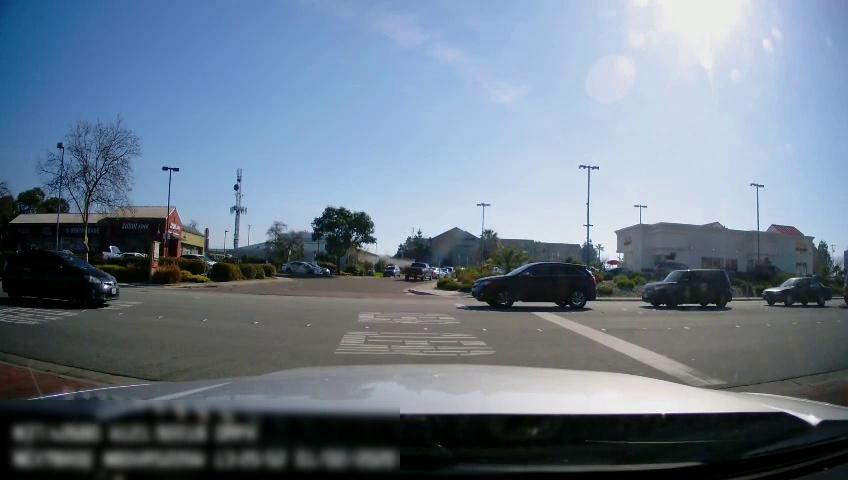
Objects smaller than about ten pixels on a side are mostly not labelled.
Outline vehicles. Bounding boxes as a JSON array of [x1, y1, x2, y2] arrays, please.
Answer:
[[763, 277, 834, 308], [431, 267, 445, 281], [1, 250, 120, 309], [640, 269, 733, 311], [384, 266, 401, 278], [404, 263, 433, 281], [471, 262, 598, 312]]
